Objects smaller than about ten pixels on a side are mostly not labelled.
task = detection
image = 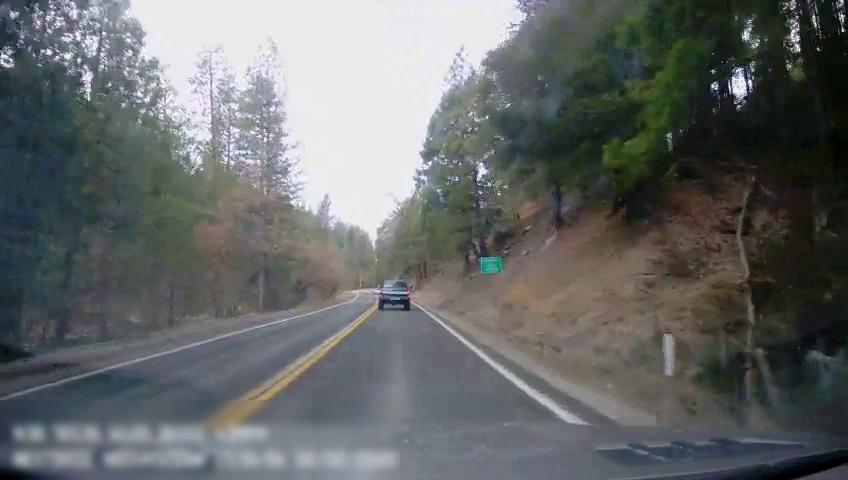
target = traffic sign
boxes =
[480,256,502,274]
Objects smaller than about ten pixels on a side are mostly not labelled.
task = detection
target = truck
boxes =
[377,277,411,312]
